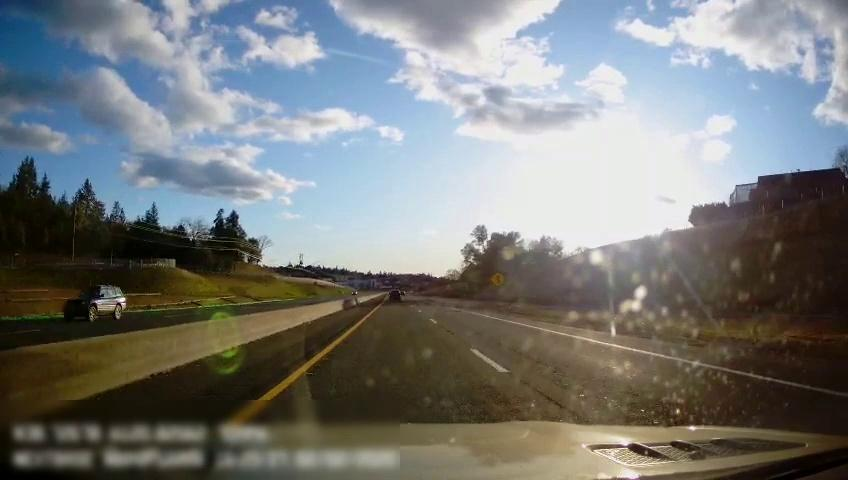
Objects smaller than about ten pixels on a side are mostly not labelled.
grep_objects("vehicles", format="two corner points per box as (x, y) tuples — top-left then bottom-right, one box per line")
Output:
(388, 289), (402, 302)
(63, 284), (126, 323)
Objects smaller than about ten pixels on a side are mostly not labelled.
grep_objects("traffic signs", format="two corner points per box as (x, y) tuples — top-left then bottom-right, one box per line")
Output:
(490, 271), (505, 288)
